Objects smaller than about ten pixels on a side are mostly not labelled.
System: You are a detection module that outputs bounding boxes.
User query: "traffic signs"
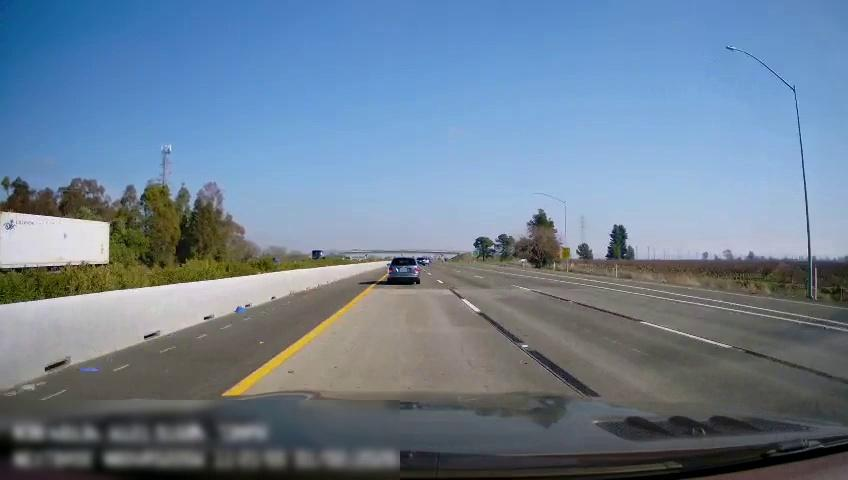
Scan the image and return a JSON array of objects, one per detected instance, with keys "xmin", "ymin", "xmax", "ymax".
[{"xmin": 561, "ymin": 247, "xmax": 571, "ymax": 259}]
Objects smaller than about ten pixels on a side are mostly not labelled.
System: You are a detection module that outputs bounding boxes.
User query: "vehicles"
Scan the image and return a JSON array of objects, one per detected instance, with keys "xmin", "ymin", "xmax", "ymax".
[
  {"xmin": 386, "ymin": 257, "xmax": 421, "ymax": 285},
  {"xmin": 0, "ymin": 212, "xmax": 110, "ymax": 276},
  {"xmin": 311, "ymin": 249, "xmax": 327, "ymax": 261},
  {"xmin": 415, "ymin": 256, "xmax": 426, "ymax": 267}
]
